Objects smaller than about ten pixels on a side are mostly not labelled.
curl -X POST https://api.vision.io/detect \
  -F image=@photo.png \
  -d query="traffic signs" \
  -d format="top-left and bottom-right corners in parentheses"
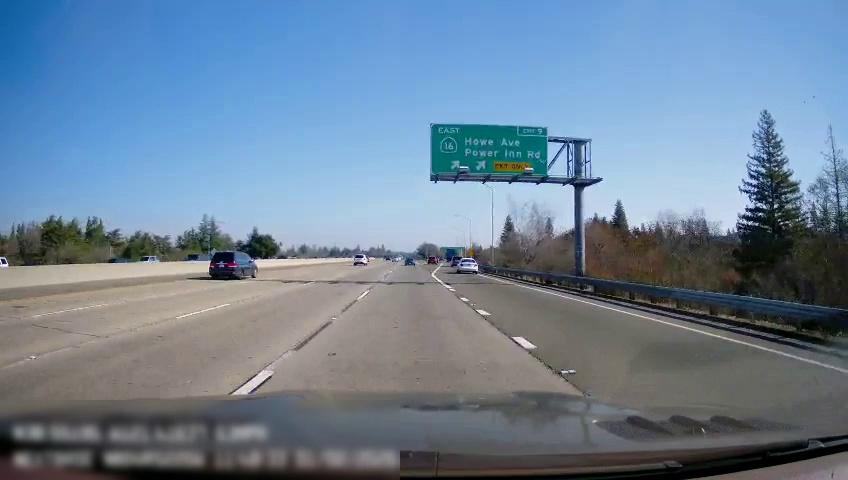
top-left (430, 122), bottom-right (550, 178)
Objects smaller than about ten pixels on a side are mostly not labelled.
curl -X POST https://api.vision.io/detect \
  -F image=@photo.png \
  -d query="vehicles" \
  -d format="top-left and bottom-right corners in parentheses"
top-left (183, 253), bottom-right (209, 262)
top-left (352, 253), bottom-right (370, 267)
top-left (137, 256), bottom-right (160, 264)
top-left (449, 256), bottom-right (462, 267)
top-left (446, 249), bottom-right (457, 263)
top-left (107, 256), bottom-right (129, 264)
top-left (0, 257), bottom-right (9, 267)
top-left (456, 257), bottom-right (478, 274)
top-left (207, 251), bottom-right (260, 281)
top-left (426, 255), bottom-right (437, 264)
